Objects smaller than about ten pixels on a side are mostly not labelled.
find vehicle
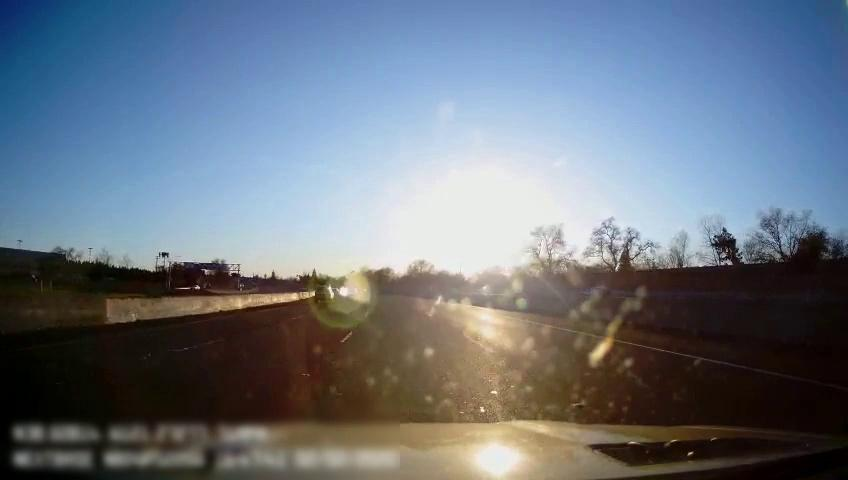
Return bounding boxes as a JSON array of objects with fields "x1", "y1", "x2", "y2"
[{"x1": 314, "y1": 286, "x2": 334, "y2": 303}]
